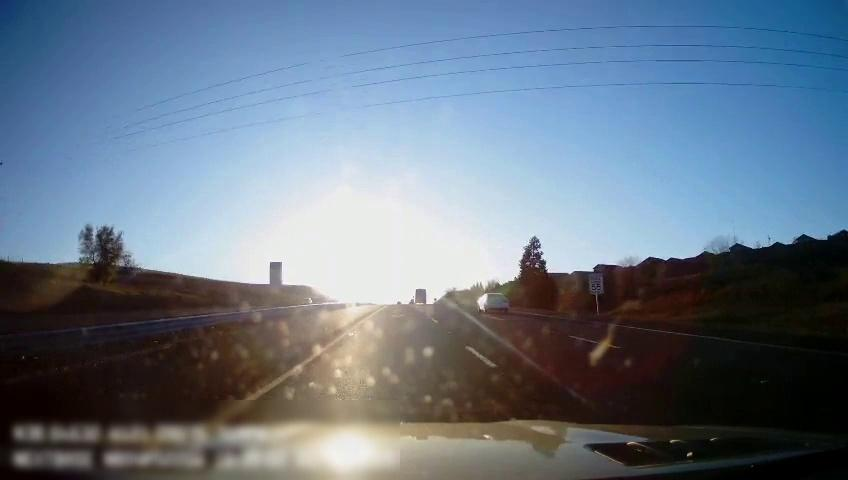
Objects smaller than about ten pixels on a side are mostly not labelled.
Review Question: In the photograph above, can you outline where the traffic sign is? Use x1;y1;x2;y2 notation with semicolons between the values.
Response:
588;272;604;295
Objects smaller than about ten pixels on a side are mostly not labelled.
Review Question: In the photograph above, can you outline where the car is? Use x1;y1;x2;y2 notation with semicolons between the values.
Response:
477;292;509;314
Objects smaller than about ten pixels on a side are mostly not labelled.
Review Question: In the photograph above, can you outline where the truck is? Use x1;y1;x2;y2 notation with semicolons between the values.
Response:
415;289;426;306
